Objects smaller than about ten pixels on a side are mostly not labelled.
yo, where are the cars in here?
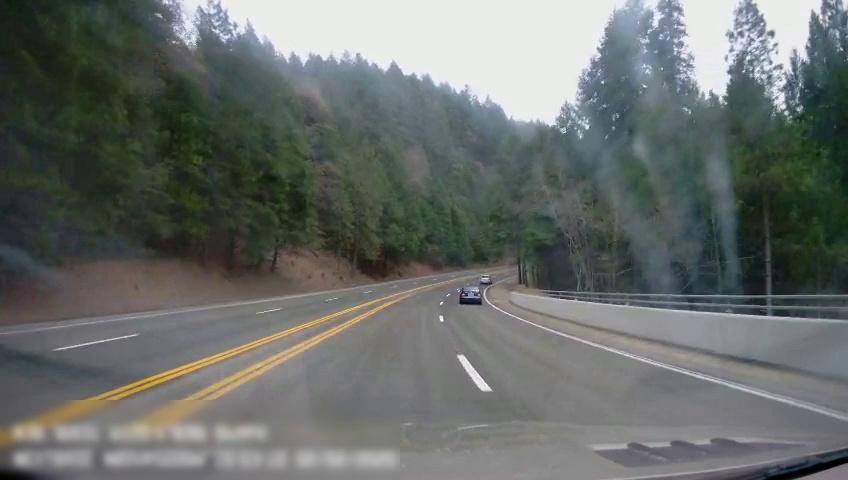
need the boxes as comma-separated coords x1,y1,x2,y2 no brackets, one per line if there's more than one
459,286,482,306
479,274,493,285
